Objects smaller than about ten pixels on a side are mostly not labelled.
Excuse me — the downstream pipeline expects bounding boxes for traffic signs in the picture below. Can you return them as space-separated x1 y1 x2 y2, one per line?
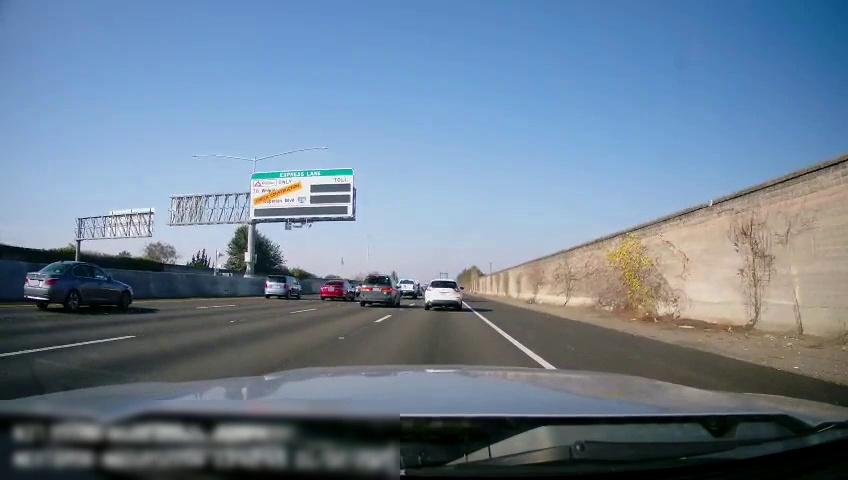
249 168 355 219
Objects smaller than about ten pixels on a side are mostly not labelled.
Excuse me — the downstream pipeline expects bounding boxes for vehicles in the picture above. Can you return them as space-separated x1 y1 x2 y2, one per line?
396 280 420 299
23 262 134 313
264 275 302 300
424 279 465 311
356 285 360 296
319 280 355 301
359 275 402 308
